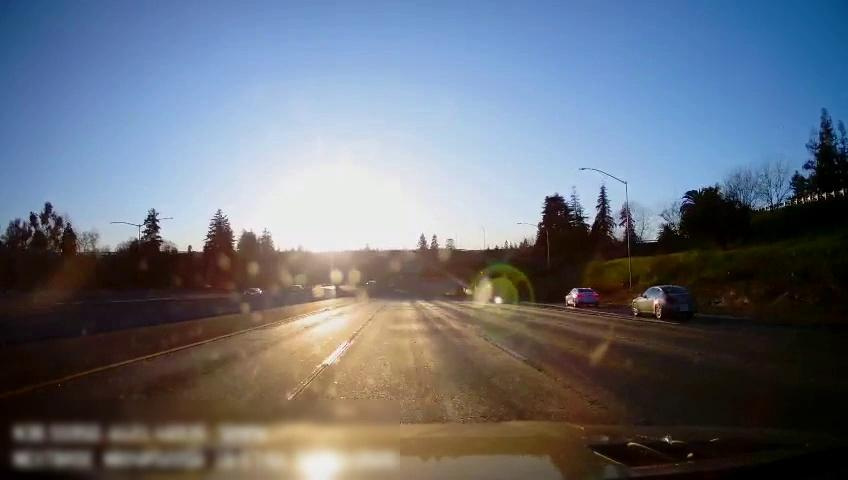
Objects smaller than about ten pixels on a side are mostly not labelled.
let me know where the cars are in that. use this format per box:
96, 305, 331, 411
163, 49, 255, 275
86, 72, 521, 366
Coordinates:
564, 287, 602, 309
243, 287, 263, 297
631, 285, 699, 319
